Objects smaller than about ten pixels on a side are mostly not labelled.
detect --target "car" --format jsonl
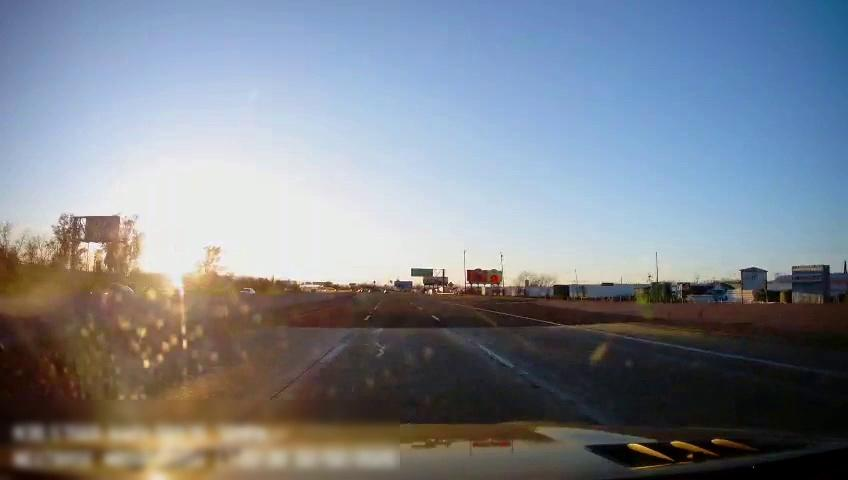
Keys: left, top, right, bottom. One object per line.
{"left": 88, "top": 283, "right": 134, "bottom": 302}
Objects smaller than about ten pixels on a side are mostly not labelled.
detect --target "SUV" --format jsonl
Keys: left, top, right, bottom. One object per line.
{"left": 239, "top": 288, "right": 256, "bottom": 297}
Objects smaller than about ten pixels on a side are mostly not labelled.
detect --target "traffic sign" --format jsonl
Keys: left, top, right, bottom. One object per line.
{"left": 411, "top": 268, "right": 433, "bottom": 277}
